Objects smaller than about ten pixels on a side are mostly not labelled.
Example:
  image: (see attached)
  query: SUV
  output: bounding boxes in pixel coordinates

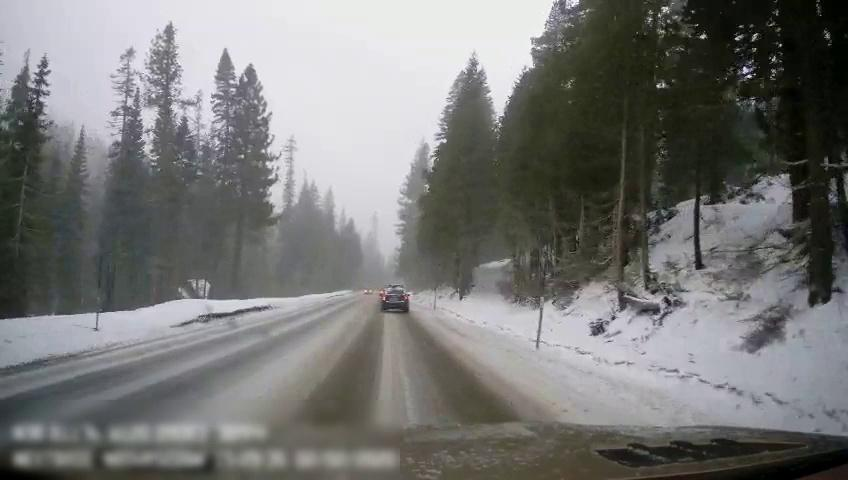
[379,283,410,314]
